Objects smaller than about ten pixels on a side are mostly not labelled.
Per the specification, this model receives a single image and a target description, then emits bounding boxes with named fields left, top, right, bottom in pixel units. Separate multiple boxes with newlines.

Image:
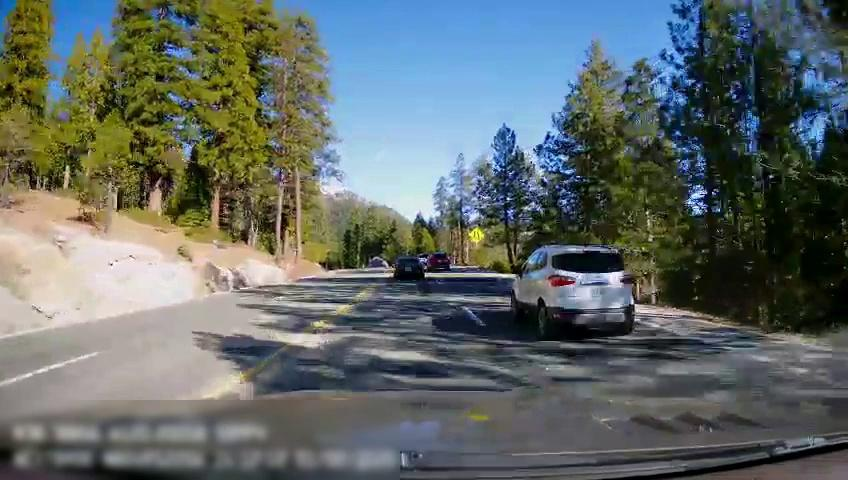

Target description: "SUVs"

left=509, top=243, right=637, bottom=339
left=430, top=252, right=451, bottom=270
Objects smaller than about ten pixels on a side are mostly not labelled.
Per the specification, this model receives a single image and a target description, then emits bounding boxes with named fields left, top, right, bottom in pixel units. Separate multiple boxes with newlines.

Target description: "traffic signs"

left=465, top=225, right=487, bottom=245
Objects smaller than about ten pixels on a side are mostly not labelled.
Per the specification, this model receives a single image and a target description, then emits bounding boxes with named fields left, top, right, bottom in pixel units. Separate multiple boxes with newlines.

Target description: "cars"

left=393, top=255, right=425, bottom=280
